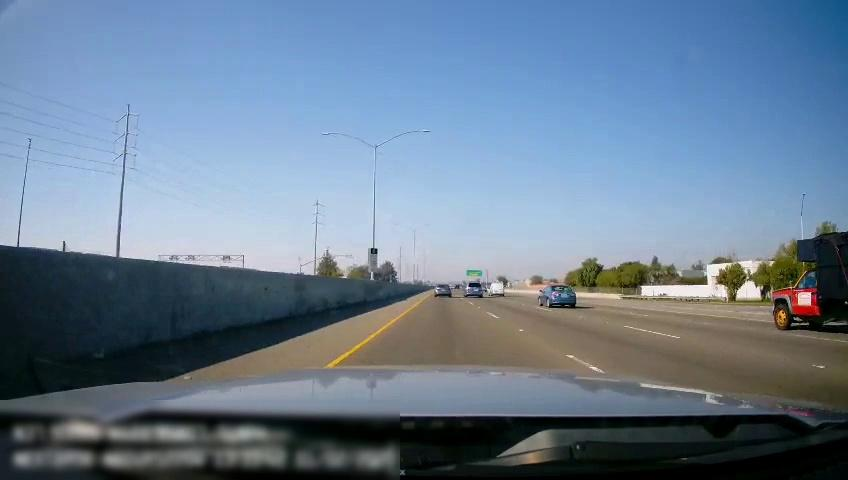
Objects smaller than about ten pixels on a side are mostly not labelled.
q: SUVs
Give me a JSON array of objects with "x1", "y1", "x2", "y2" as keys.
[{"x1": 464, "y1": 283, "x2": 483, "y2": 298}]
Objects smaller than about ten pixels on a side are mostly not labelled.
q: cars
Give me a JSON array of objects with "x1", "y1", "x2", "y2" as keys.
[
  {"x1": 434, "y1": 284, "x2": 452, "y2": 297},
  {"x1": 538, "y1": 284, "x2": 577, "y2": 309}
]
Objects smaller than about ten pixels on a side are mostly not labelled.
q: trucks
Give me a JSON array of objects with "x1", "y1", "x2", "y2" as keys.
[
  {"x1": 488, "y1": 282, "x2": 504, "y2": 297},
  {"x1": 769, "y1": 231, "x2": 848, "y2": 331}
]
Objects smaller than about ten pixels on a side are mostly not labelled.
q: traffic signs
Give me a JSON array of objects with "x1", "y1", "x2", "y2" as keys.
[{"x1": 466, "y1": 269, "x2": 483, "y2": 277}]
